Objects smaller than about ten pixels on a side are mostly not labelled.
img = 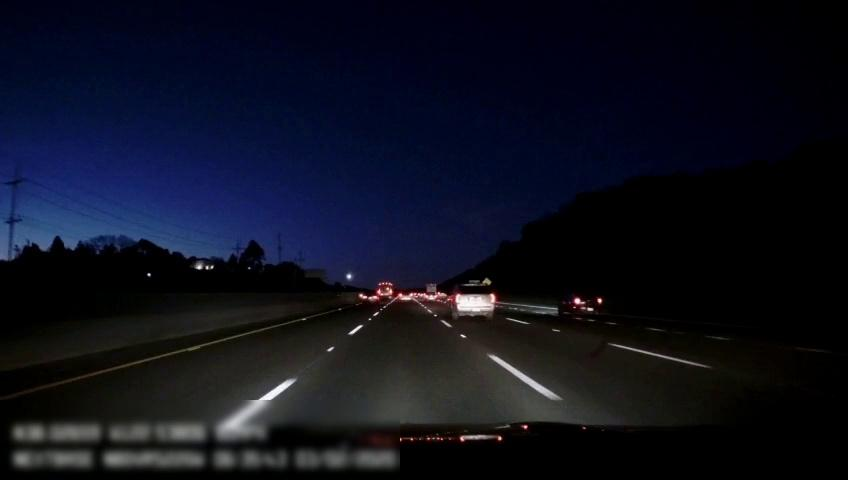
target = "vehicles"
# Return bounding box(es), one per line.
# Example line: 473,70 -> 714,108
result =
359,288 -> 380,305
425,291 -> 437,302
446,284 -> 495,318
377,280 -> 395,299
557,287 -> 603,318
398,289 -> 415,303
